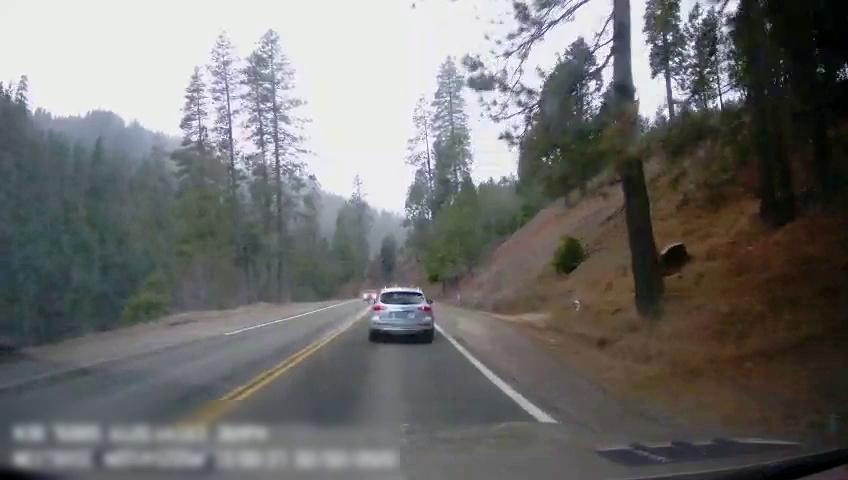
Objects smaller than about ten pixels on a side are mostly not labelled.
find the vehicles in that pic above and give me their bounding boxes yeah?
[363,290,378,301]
[369,288,434,342]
